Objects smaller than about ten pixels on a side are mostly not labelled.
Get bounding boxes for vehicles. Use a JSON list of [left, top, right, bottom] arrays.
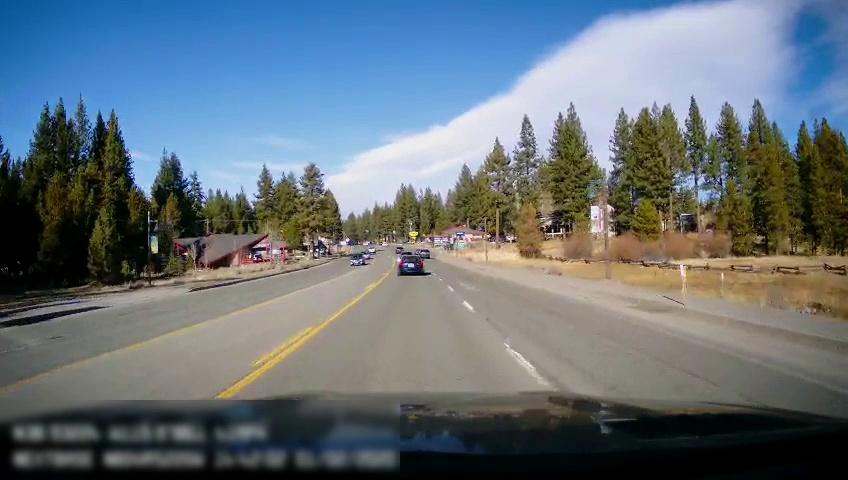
[[416, 249, 430, 259], [398, 256, 423, 276], [350, 254, 366, 266], [252, 253, 264, 263]]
